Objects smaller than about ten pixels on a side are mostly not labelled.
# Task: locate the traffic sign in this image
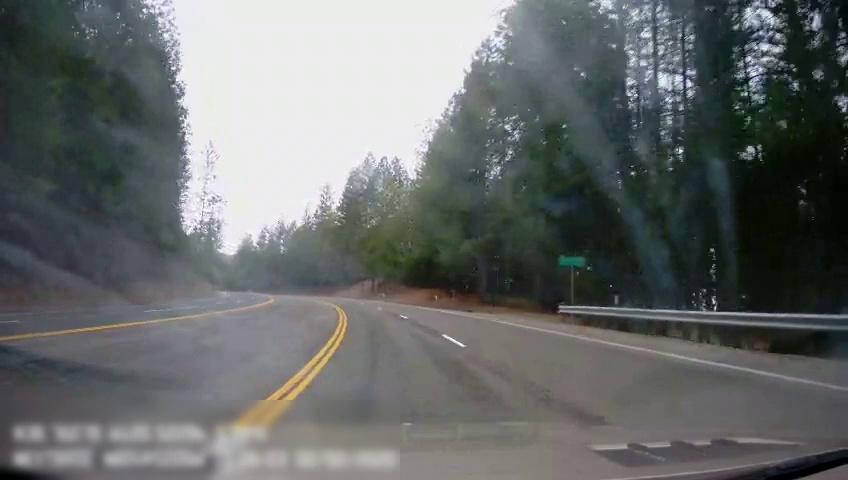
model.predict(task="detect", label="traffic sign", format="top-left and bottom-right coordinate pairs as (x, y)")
top-left (559, 255), bottom-right (585, 268)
